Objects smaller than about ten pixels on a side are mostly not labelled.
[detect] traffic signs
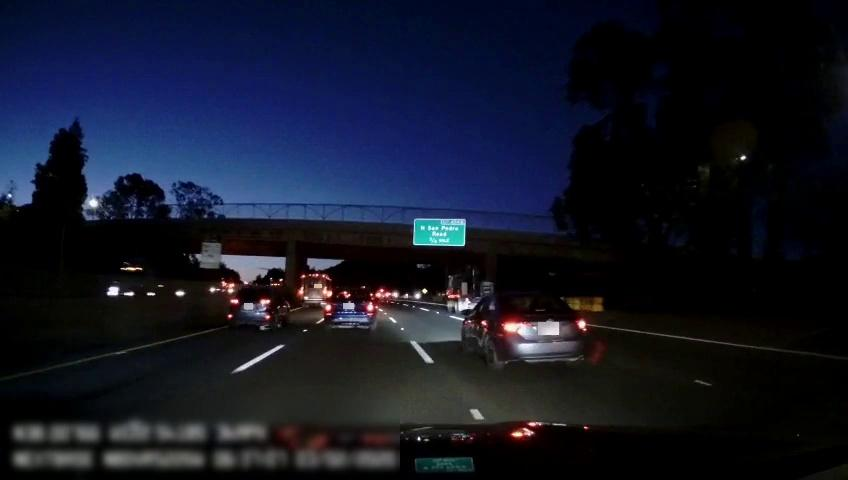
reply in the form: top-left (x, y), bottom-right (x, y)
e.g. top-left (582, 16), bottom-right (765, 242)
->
top-left (201, 244), bottom-right (221, 270)
top-left (413, 218), bottom-right (466, 247)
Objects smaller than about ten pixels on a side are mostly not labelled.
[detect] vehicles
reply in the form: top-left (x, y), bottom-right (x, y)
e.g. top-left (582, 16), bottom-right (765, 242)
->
top-left (298, 273), bottom-right (334, 313)
top-left (116, 280), bottom-right (169, 300)
top-left (324, 289), bottom-right (375, 331)
top-left (228, 286), bottom-right (290, 330)
top-left (459, 292), bottom-right (586, 375)
top-left (444, 273), bottom-right (496, 318)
